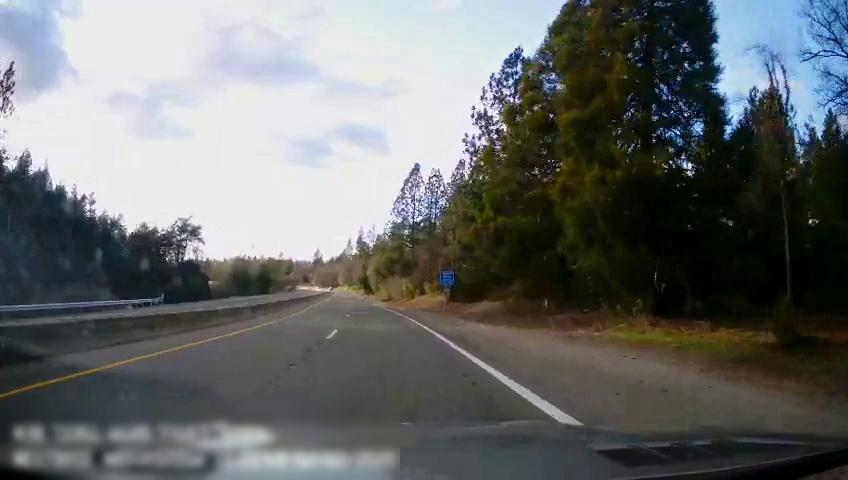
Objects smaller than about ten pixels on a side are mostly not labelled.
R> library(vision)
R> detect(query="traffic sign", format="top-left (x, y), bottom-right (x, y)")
top-left (440, 270), bottom-right (455, 286)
